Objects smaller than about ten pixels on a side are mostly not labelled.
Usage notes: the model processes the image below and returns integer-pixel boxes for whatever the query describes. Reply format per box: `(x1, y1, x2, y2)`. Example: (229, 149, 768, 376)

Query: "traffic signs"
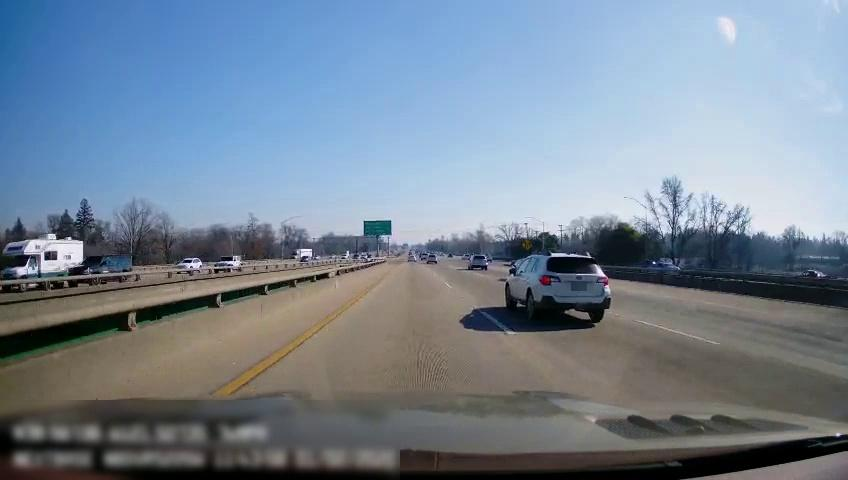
(362, 219, 393, 236)
(319, 236, 352, 247)
(521, 239, 533, 252)
(351, 236, 381, 249)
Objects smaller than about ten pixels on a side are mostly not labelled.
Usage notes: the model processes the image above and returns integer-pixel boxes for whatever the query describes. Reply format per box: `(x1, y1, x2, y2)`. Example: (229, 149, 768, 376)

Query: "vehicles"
(645, 259, 680, 271)
(800, 269, 827, 279)
(467, 253, 488, 271)
(426, 253, 438, 264)
(503, 258, 519, 267)
(0, 230, 84, 293)
(175, 256, 203, 275)
(67, 254, 133, 289)
(504, 248, 613, 323)
(291, 248, 313, 260)
(213, 255, 243, 274)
